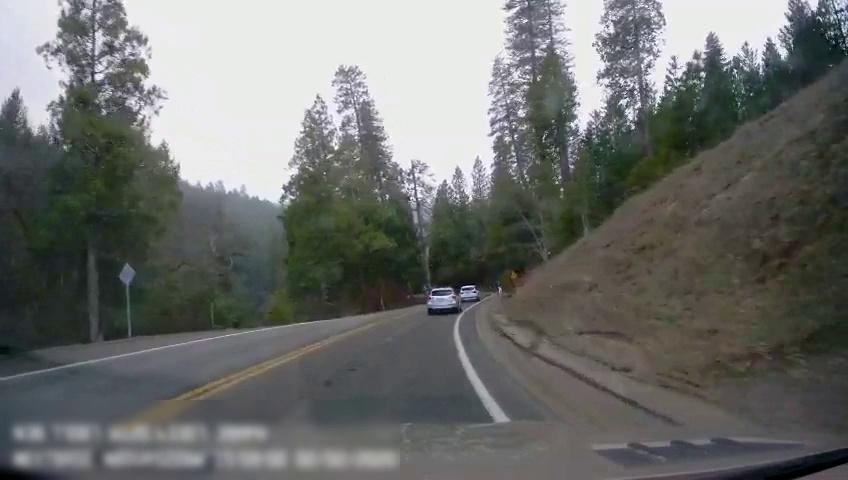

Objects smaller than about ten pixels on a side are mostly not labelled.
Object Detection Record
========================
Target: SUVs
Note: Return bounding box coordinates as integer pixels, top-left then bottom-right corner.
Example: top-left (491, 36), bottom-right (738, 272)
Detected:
top-left (459, 285), bottom-right (481, 302)
top-left (427, 288), bottom-right (462, 314)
